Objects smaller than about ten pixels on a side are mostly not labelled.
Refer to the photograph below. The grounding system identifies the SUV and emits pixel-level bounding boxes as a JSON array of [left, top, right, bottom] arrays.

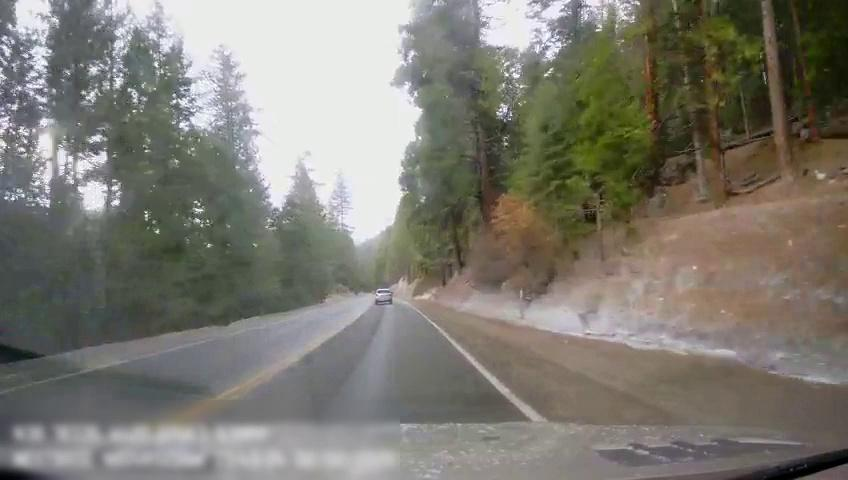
[[374, 288, 393, 305]]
